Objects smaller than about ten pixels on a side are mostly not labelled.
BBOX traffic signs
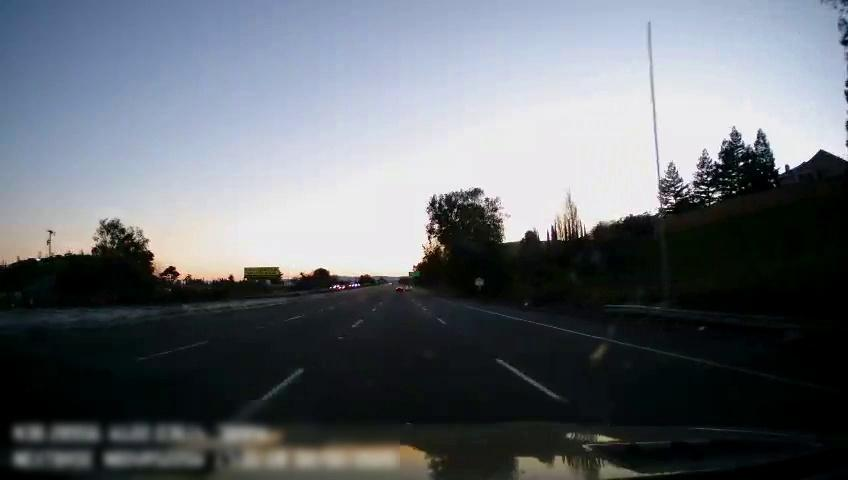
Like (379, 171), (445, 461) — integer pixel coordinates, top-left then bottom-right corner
(410, 271), (422, 278)
(475, 276), (486, 287)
